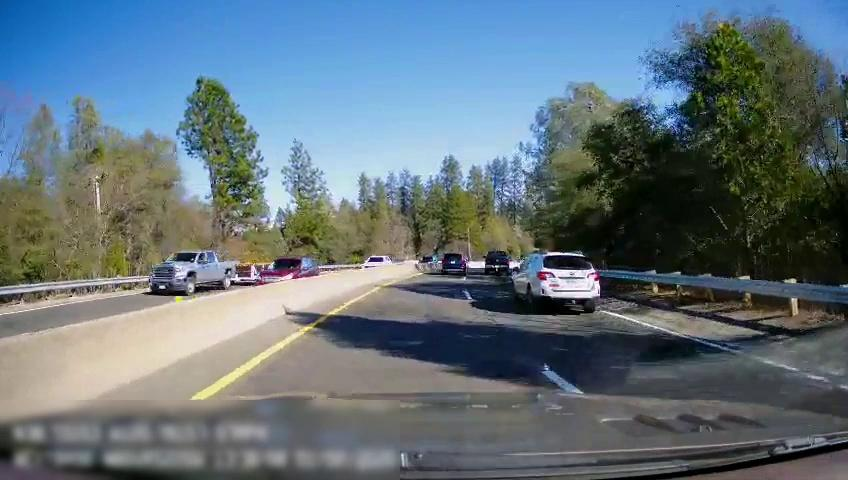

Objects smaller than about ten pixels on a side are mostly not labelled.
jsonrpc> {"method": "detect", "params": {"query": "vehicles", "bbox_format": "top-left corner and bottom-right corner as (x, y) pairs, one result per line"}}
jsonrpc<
(441, 253), (468, 275)
(147, 250), (272, 296)
(482, 250), (510, 273)
(510, 251), (601, 315)
(254, 254), (322, 290)
(360, 255), (393, 273)
(418, 255), (439, 266)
